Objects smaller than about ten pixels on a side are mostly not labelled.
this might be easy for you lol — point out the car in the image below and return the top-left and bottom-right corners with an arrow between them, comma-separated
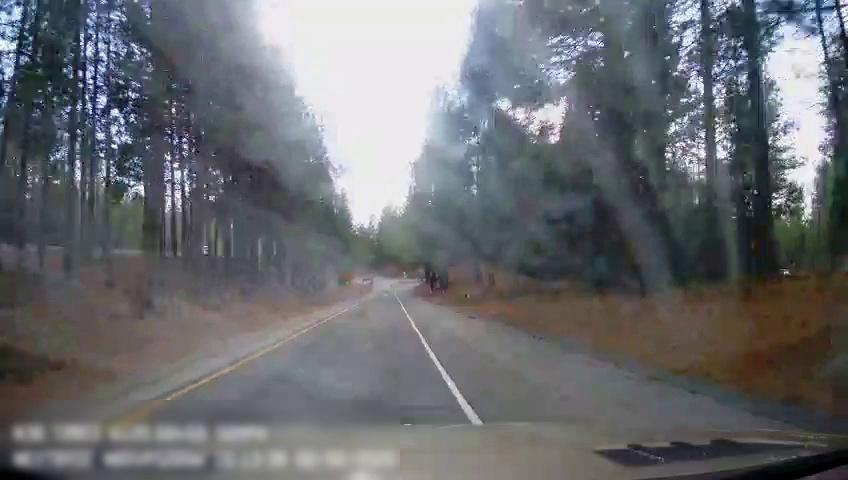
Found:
203,245 -> 208,256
